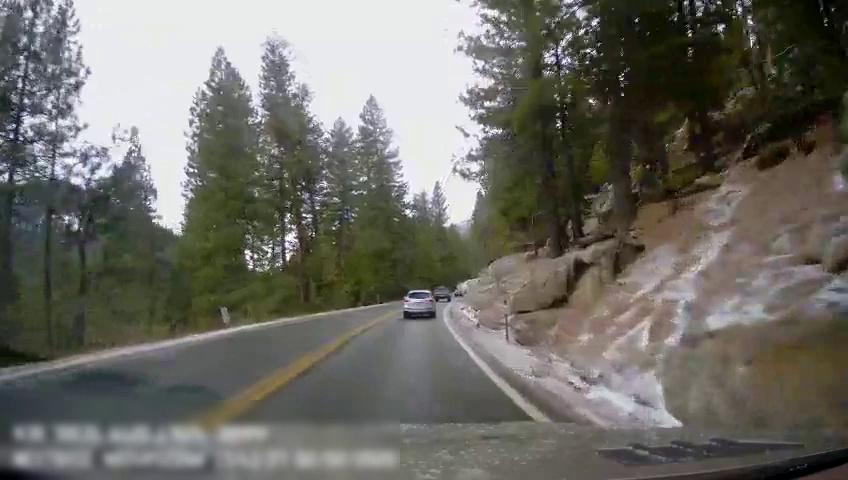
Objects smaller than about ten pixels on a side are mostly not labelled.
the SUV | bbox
[403,290,436,319]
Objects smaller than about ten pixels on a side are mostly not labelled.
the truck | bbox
[433,286,451,302]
